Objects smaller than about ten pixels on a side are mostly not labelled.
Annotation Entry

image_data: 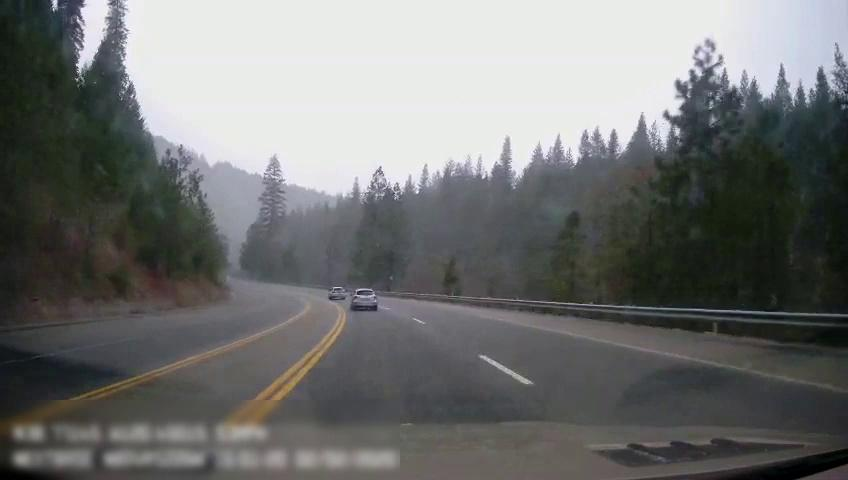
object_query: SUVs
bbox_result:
[329,287,346,300]
[350,288,378,311]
